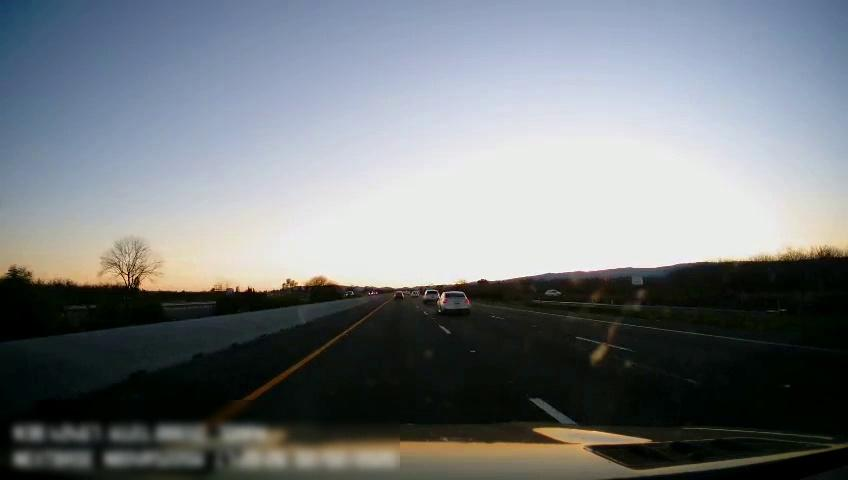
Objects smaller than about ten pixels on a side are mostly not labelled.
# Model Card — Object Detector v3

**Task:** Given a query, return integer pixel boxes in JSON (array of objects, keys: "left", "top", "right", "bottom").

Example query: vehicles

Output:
[
  {"left": 544, "top": 288, "right": 562, "bottom": 298},
  {"left": 393, "top": 291, "right": 406, "bottom": 301},
  {"left": 436, "top": 290, "right": 472, "bottom": 316},
  {"left": 343, "top": 290, "right": 355, "bottom": 298},
  {"left": 422, "top": 289, "right": 440, "bottom": 304}
]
